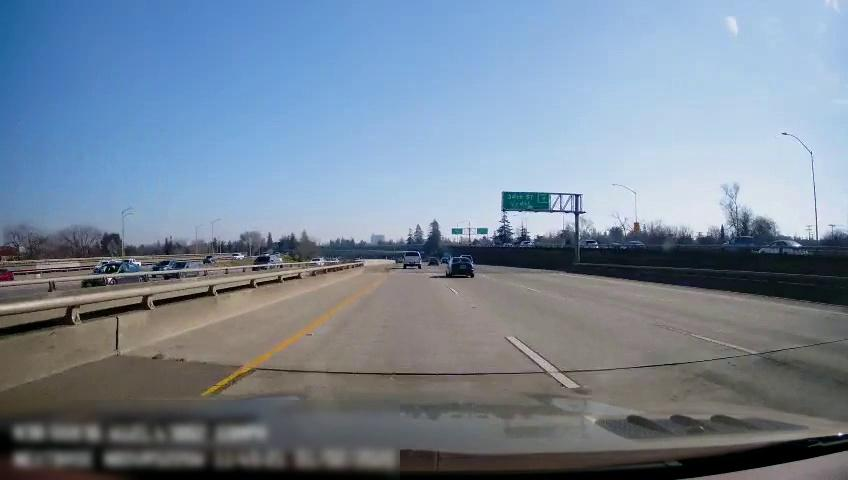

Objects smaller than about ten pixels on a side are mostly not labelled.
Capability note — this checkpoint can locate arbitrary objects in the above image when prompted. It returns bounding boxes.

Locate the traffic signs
[105,238,120,256]
[501,191,551,213]
[451,227,463,235]
[476,227,489,235]
[633,222,640,233]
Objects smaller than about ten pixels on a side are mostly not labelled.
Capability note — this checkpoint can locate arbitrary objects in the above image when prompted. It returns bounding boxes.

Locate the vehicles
[113,258,143,269]
[151,260,178,279]
[620,240,647,248]
[720,235,758,249]
[230,252,246,262]
[516,240,531,248]
[250,254,279,272]
[402,250,422,269]
[427,259,439,267]
[579,239,600,248]
[0,267,15,282]
[161,261,200,281]
[758,239,808,255]
[93,260,118,274]
[445,256,475,279]
[202,255,217,266]
[460,254,473,261]
[609,241,626,249]
[307,257,325,267]
[79,260,150,289]
[501,242,513,248]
